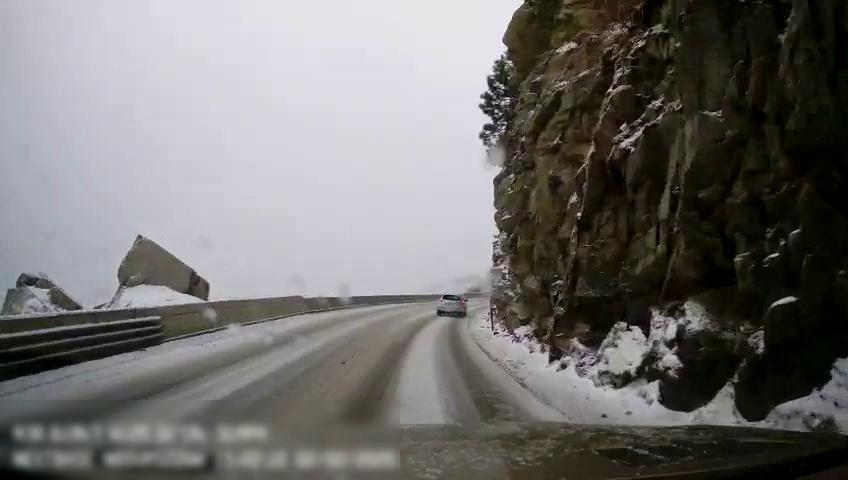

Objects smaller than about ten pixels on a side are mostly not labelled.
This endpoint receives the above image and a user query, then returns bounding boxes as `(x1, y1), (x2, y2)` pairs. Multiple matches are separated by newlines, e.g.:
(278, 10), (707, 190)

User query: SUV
(436, 292), (469, 317)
